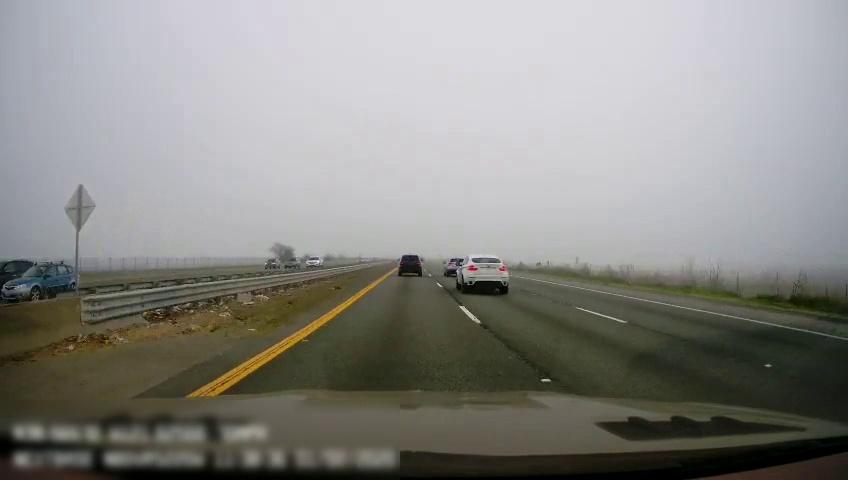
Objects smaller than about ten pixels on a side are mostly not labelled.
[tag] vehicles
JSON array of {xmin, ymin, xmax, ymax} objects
[
  {"xmin": 283, "ymin": 257, "xmax": 302, "ymax": 270},
  {"xmin": 455, "ymin": 254, "xmax": 510, "ymax": 295},
  {"xmin": 0, "ymin": 258, "xmax": 38, "ymax": 297},
  {"xmin": 264, "ymin": 258, "xmax": 282, "ymax": 270},
  {"xmin": 442, "ymin": 256, "xmax": 468, "ymax": 277},
  {"xmin": 305, "ymin": 255, "xmax": 325, "ymax": 269},
  {"xmin": 396, "ymin": 254, "xmax": 424, "ymax": 277},
  {"xmin": 0, "ymin": 259, "xmax": 81, "ymax": 303}
]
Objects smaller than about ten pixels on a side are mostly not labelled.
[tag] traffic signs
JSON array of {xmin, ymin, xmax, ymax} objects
[{"xmin": 62, "ymin": 182, "xmax": 97, "ymax": 232}]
